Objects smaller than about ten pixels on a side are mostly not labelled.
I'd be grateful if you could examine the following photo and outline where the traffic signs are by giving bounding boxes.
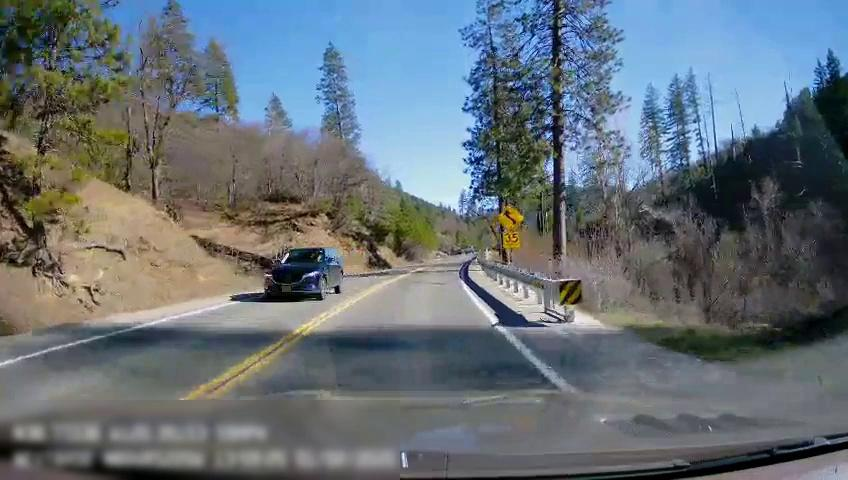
[503,232,521,250]
[497,207,523,231]
[559,280,584,305]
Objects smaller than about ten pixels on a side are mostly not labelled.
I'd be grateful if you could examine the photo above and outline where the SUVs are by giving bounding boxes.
[262,246,345,302]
